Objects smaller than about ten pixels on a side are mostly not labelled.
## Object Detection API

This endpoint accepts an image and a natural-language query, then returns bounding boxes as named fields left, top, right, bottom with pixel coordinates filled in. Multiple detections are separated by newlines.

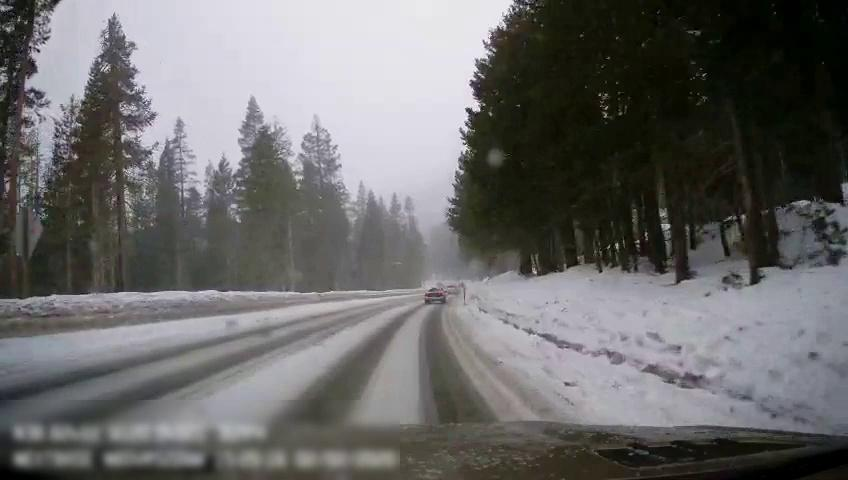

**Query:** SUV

left=423, top=286, right=447, bottom=305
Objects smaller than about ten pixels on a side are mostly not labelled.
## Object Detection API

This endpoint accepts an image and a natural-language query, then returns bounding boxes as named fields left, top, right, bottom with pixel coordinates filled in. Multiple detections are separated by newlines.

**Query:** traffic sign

left=8, top=205, right=43, bottom=260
